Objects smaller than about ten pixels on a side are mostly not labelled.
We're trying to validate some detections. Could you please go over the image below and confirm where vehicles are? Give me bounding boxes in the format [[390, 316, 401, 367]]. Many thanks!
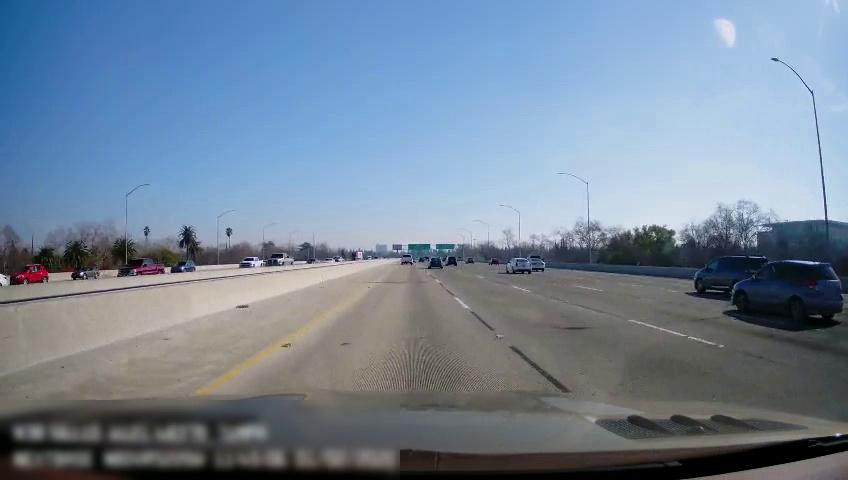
[[7, 263, 49, 286], [322, 257, 337, 264], [427, 257, 443, 270], [238, 256, 265, 269], [170, 260, 196, 273], [729, 259, 844, 327], [506, 257, 532, 275], [0, 272, 11, 289], [266, 252, 295, 267], [332, 255, 344, 263], [70, 266, 100, 281], [524, 257, 546, 273], [445, 256, 458, 267], [116, 256, 165, 278], [692, 256, 770, 294], [399, 254, 414, 265], [305, 257, 321, 265]]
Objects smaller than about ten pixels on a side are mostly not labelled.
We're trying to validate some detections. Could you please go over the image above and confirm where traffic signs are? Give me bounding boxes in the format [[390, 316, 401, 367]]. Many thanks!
[[407, 243, 431, 251], [435, 243, 456, 250], [392, 244, 403, 251]]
